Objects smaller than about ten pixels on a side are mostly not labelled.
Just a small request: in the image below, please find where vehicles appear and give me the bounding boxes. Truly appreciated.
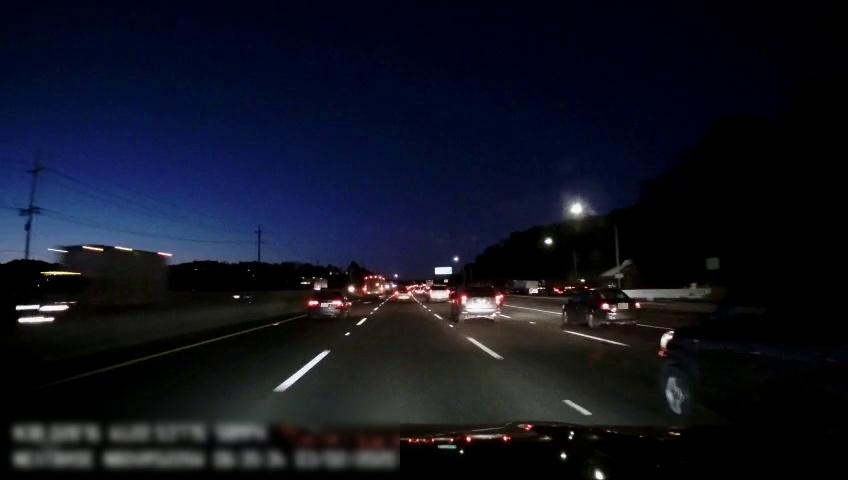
[547,286,566,297]
[450,286,501,322]
[654,276,848,438]
[360,276,389,301]
[395,289,412,304]
[300,277,329,290]
[427,285,450,302]
[562,288,639,331]
[304,289,354,326]
[510,279,539,296]
[14,244,171,330]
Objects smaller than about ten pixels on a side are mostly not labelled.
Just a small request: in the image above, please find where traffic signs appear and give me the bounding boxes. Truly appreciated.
[434,267,454,275]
